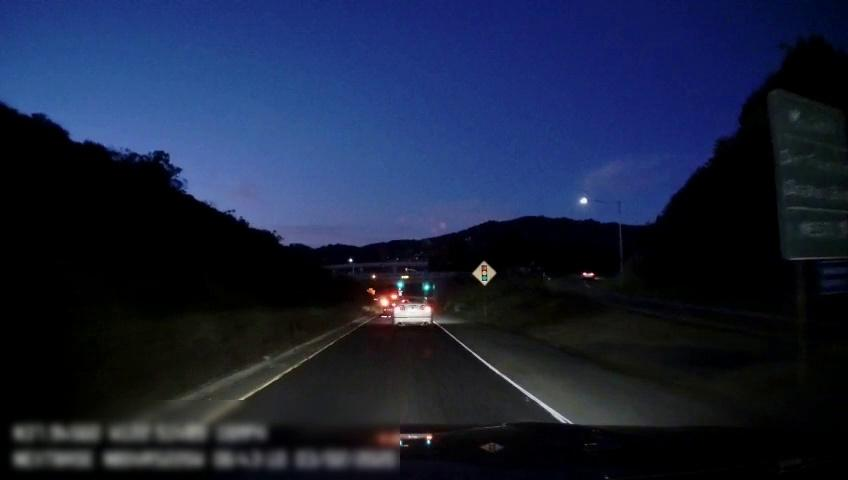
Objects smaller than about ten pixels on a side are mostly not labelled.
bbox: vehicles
[381,292,402,317]
[390,295,433,330]
[580,269,595,282]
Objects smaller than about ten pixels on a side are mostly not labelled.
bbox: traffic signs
[763,89,848,259]
[471,261,497,288]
